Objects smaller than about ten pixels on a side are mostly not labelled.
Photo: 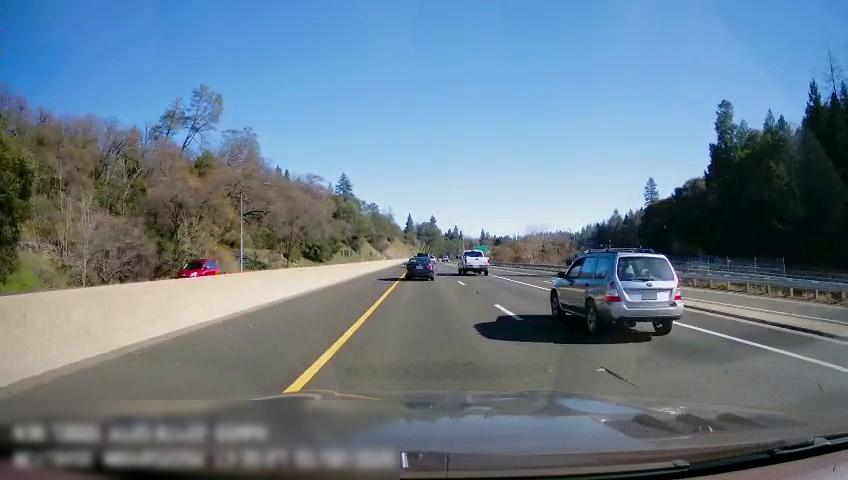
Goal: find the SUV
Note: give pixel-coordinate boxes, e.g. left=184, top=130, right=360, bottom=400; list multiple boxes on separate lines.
left=549, top=253, right=683, bottom=338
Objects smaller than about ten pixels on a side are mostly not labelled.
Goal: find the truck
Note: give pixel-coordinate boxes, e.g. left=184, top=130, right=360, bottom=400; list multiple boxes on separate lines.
left=457, top=249, right=490, bottom=277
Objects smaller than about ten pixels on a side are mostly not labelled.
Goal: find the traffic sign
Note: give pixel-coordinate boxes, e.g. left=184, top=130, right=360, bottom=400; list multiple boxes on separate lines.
left=472, top=246, right=489, bottom=253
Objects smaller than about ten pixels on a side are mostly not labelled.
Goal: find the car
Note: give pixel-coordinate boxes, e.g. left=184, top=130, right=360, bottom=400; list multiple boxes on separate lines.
left=404, top=255, right=437, bottom=283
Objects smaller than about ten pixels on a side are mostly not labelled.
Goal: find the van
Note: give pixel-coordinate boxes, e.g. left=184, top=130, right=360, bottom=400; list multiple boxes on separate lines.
left=174, top=258, right=225, bottom=280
